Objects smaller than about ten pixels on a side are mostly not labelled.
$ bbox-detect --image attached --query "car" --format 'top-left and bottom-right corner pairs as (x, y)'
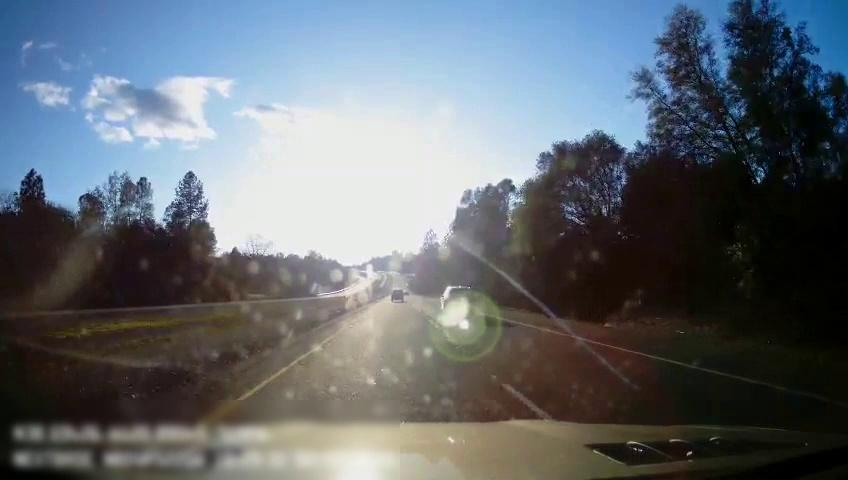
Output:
(390, 289), (405, 303)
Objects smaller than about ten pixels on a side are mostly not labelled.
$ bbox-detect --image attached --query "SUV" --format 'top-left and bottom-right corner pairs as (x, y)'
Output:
(442, 287), (469, 308)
